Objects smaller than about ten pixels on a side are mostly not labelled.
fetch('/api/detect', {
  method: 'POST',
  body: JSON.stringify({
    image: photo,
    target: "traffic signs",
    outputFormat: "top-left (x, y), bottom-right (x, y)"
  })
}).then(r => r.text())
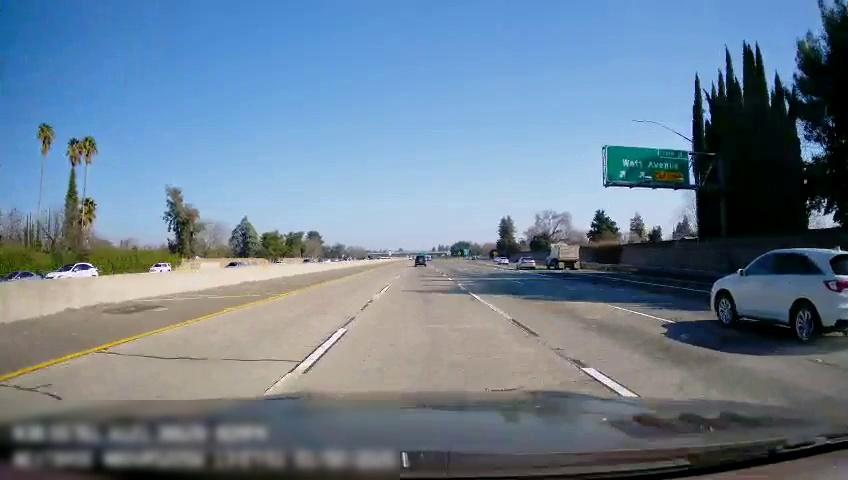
top-left (604, 144), bottom-right (692, 189)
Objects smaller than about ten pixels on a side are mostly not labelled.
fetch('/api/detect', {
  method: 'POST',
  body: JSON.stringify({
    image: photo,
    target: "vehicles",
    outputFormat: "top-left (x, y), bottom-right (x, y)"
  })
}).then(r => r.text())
top-left (516, 256), bottom-right (536, 270)
top-left (0, 270), bottom-right (43, 282)
top-left (545, 243), bottom-right (579, 271)
top-left (224, 261), bottom-right (242, 269)
top-left (44, 262), bottom-right (99, 280)
top-left (414, 254), bottom-right (426, 267)
top-left (709, 248), bottom-right (848, 346)
top-left (148, 263), bottom-right (172, 273)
